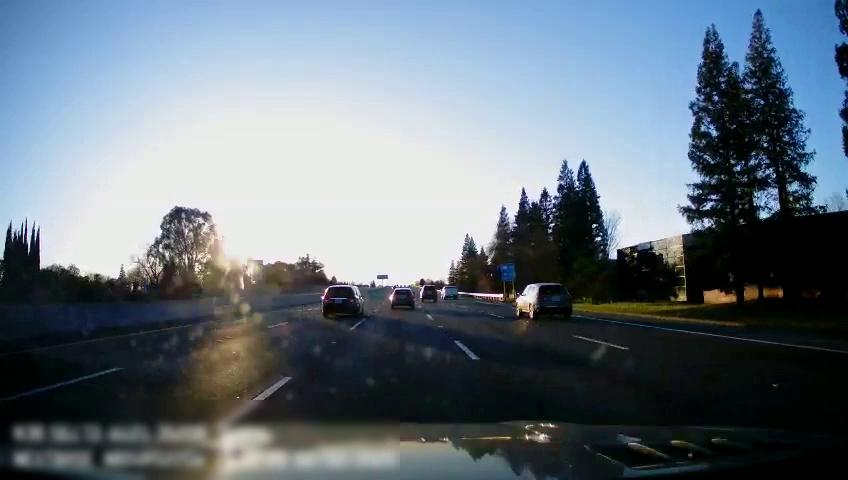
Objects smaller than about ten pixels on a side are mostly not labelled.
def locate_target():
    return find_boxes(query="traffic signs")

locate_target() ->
[501,262,516,281]
[376,274,389,280]
[253,259,264,281]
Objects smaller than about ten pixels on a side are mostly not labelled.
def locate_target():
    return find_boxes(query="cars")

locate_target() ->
[388,286,416,310]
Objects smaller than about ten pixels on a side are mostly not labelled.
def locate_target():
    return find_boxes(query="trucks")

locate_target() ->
[440,285,458,300]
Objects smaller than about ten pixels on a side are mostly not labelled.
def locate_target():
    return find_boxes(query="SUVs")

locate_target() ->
[320,284,365,319]
[513,282,574,321]
[419,285,438,303]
